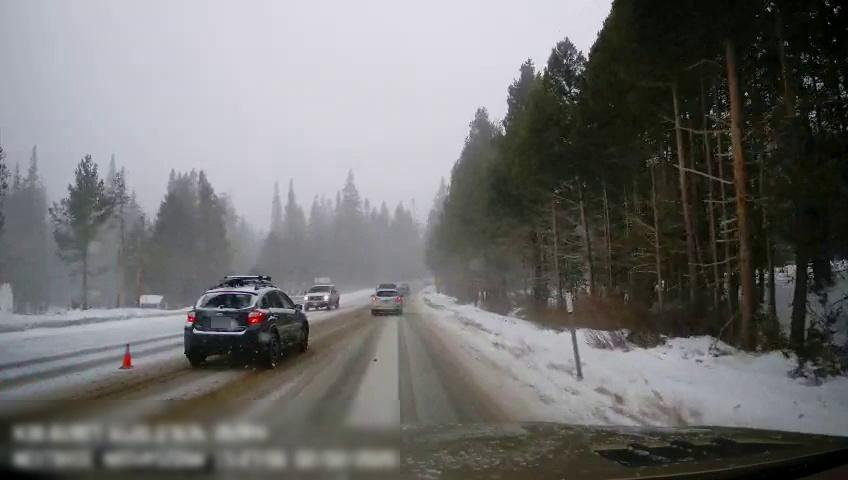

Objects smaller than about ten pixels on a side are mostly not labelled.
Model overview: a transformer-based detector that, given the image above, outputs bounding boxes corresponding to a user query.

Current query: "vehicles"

[377,282,398,292]
[183,274,311,371]
[370,287,403,315]
[303,284,340,312]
